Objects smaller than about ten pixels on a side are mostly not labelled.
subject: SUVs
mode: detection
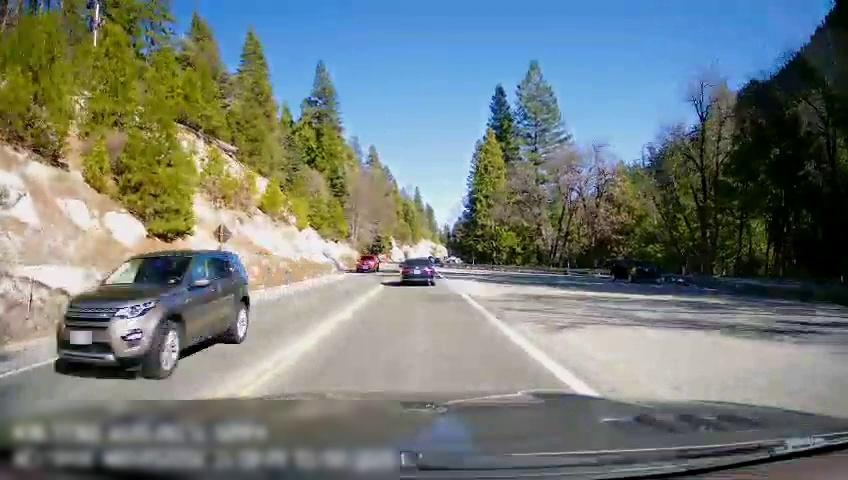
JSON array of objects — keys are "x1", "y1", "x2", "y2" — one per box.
[{"x1": 55, "y1": 248, "x2": 252, "y2": 381}]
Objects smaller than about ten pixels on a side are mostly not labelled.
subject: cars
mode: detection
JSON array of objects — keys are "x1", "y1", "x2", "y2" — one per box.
[
  {"x1": 398, "y1": 258, "x2": 436, "y2": 287},
  {"x1": 608, "y1": 256, "x2": 662, "y2": 282},
  {"x1": 355, "y1": 254, "x2": 381, "y2": 274}
]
